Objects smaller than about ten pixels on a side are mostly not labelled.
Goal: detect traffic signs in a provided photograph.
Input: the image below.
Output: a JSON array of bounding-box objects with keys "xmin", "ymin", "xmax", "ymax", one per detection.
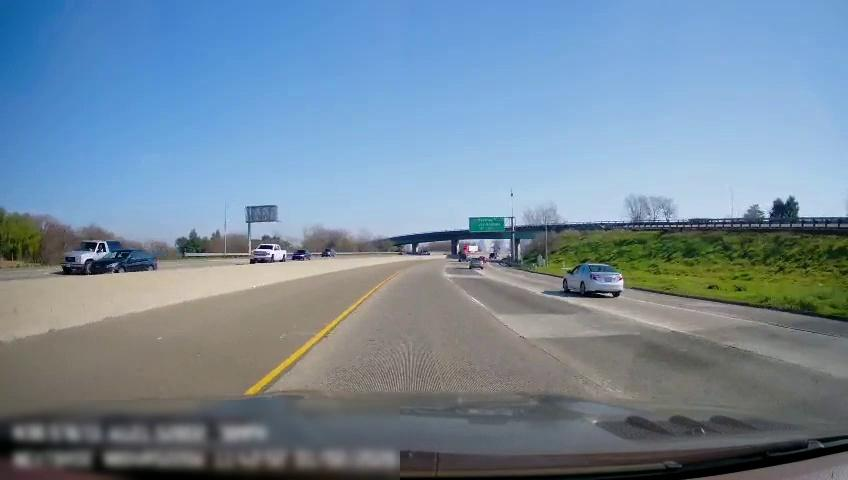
[{"xmin": 468, "ymin": 216, "xmax": 506, "ymax": 233}]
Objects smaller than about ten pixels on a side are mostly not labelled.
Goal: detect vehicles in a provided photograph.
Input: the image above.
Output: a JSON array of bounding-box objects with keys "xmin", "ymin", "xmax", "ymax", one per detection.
[
  {"xmin": 91, "ymin": 248, "xmax": 161, "ymax": 275},
  {"xmin": 250, "ymin": 243, "xmax": 288, "ymax": 265},
  {"xmin": 563, "ymin": 263, "xmax": 624, "ymax": 297},
  {"xmin": 60, "ymin": 239, "xmax": 110, "ymax": 276},
  {"xmin": 321, "ymin": 248, "xmax": 336, "ymax": 257},
  {"xmin": 469, "ymin": 259, "xmax": 484, "ymax": 270},
  {"xmin": 291, "ymin": 248, "xmax": 313, "ymax": 261}
]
